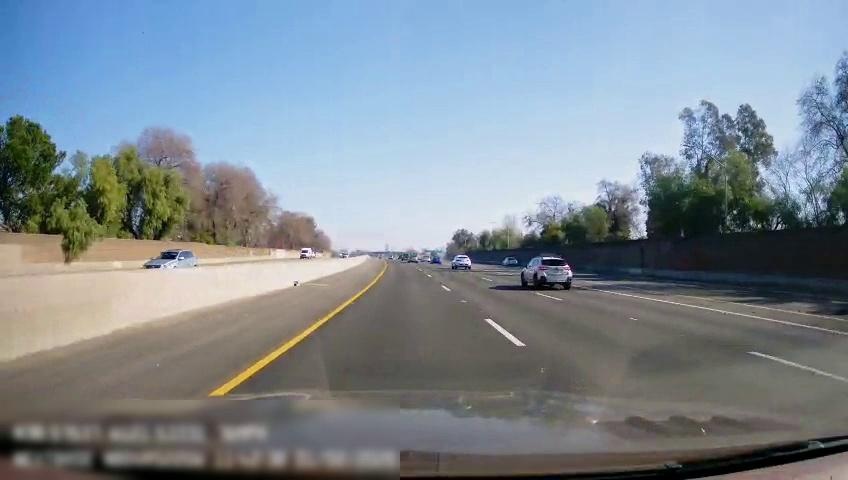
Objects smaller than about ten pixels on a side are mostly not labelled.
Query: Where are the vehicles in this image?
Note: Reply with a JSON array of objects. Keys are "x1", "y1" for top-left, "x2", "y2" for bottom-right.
[
  {"x1": 451, "y1": 255, "x2": 471, "y2": 269},
  {"x1": 503, "y1": 257, "x2": 518, "y2": 267},
  {"x1": 143, "y1": 248, "x2": 200, "y2": 271},
  {"x1": 431, "y1": 257, "x2": 441, "y2": 265},
  {"x1": 300, "y1": 247, "x2": 315, "y2": 260},
  {"x1": 520, "y1": 255, "x2": 574, "y2": 290}
]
